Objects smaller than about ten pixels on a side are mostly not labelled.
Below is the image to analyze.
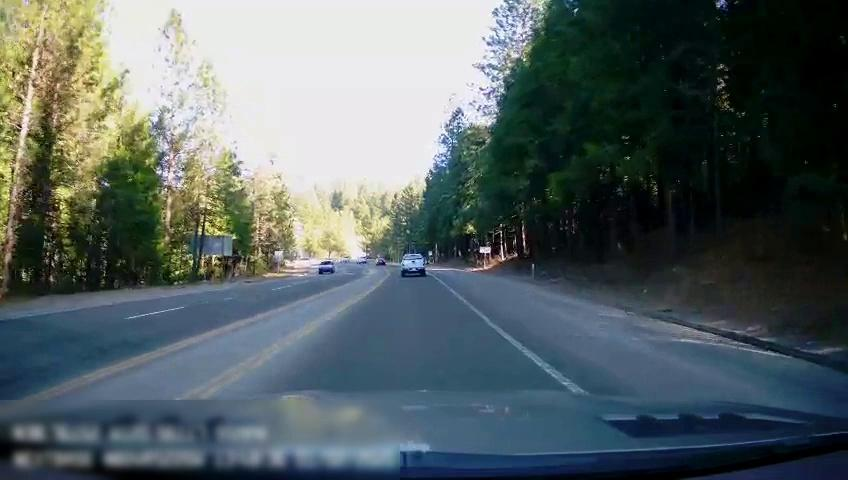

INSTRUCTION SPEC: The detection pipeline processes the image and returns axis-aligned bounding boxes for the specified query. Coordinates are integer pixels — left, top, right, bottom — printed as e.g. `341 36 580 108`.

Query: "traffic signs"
479 246 492 254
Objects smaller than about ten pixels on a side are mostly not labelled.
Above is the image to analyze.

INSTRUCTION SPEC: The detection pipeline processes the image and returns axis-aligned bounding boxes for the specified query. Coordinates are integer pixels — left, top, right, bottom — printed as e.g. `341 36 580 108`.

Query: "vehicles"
399 253 427 278
375 257 387 266
318 260 336 275
358 255 369 265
